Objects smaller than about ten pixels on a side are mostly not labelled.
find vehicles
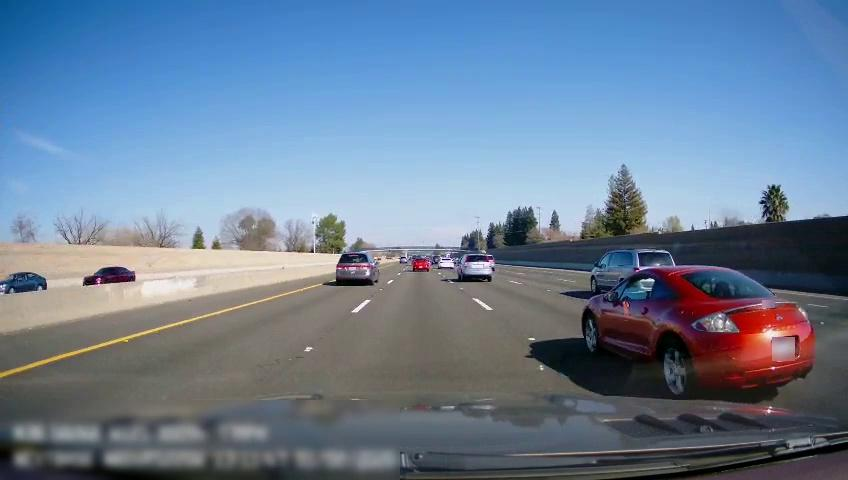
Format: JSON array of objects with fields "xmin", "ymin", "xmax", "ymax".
[
  {"xmin": 335, "ymin": 252, "xmax": 381, "ymax": 287},
  {"xmin": 430, "ymin": 255, "xmax": 440, "ymax": 264},
  {"xmin": 489, "ymin": 255, "xmax": 496, "ymax": 271},
  {"xmin": 0, "ymin": 271, "xmax": 48, "ymax": 295},
  {"xmin": 398, "ymin": 256, "xmax": 409, "ymax": 264},
  {"xmin": 579, "ymin": 265, "xmax": 817, "ymax": 399},
  {"xmin": 439, "ymin": 256, "xmax": 455, "ymax": 269},
  {"xmin": 589, "ymin": 249, "xmax": 677, "ymax": 298},
  {"xmin": 81, "ymin": 266, "xmax": 137, "ymax": 287},
  {"xmin": 456, "ymin": 253, "xmax": 493, "ymax": 283},
  {"xmin": 411, "ymin": 257, "xmax": 431, "ymax": 272}
]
